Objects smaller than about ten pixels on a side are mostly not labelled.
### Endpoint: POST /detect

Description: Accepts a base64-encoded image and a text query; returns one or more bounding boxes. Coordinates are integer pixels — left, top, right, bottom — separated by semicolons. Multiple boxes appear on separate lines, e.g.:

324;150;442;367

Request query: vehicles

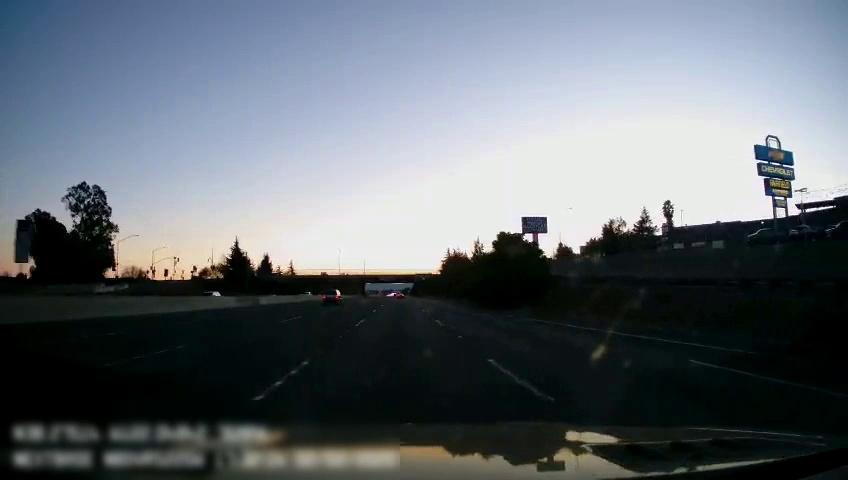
199;291;222;298
323;289;344;305
302;292;313;297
